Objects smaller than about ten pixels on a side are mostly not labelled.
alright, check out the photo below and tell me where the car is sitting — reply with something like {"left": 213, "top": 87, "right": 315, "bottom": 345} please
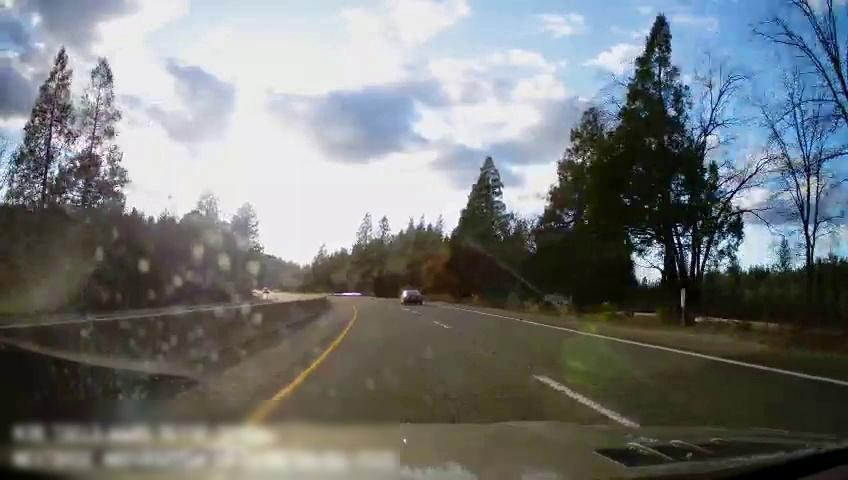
{"left": 400, "top": 289, "right": 423, "bottom": 305}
